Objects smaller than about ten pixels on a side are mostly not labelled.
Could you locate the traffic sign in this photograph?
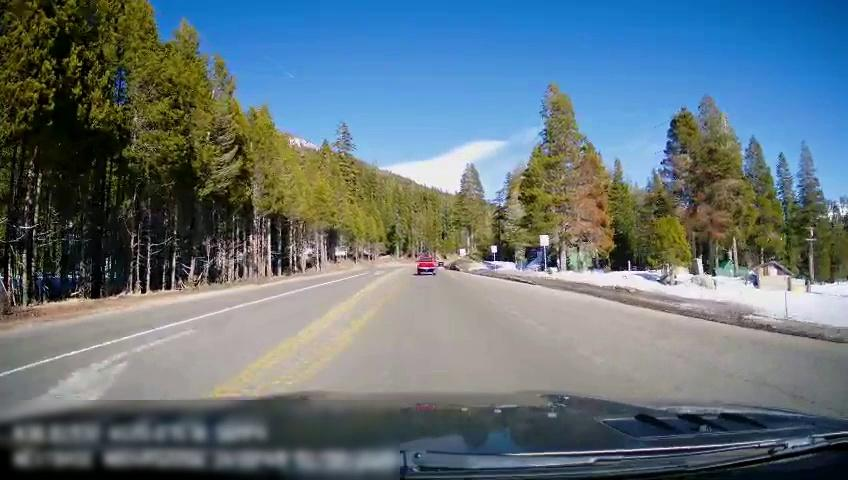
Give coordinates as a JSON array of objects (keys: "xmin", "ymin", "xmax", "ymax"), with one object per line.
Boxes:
[{"xmin": 539, "ymin": 234, "xmax": 550, "ymax": 247}]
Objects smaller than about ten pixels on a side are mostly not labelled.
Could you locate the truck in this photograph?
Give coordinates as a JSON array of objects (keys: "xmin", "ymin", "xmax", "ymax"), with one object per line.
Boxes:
[{"xmin": 416, "ymin": 255, "xmax": 438, "ymax": 276}]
